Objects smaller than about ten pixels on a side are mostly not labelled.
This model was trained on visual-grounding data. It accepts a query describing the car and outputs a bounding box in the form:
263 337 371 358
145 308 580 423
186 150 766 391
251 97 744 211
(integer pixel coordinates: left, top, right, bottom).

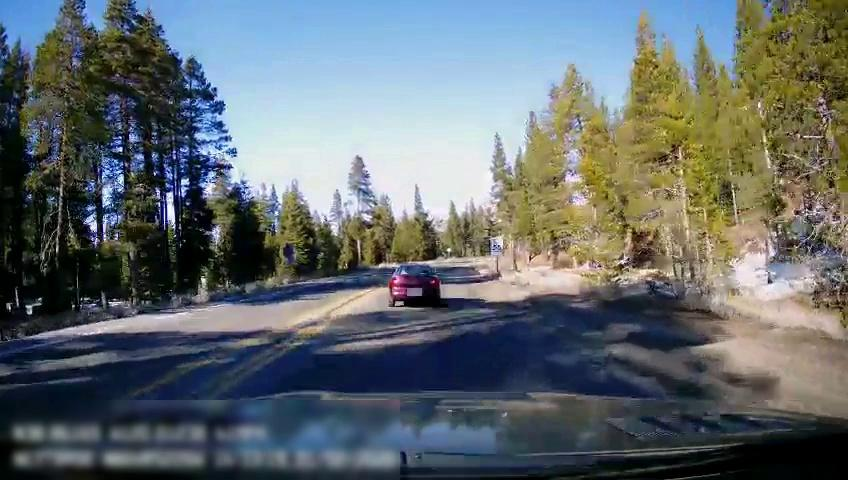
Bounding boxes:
388 263 442 308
